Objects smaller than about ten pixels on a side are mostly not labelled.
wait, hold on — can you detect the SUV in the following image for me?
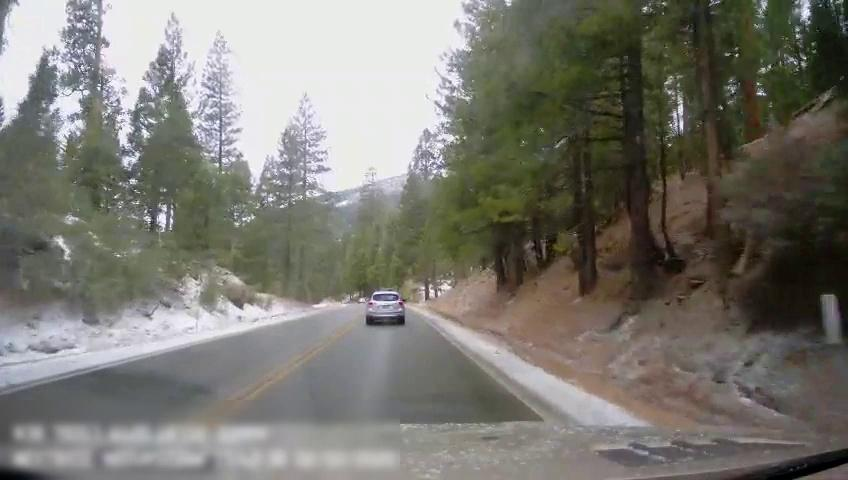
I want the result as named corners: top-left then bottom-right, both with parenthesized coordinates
top-left (366, 291), bottom-right (407, 325)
